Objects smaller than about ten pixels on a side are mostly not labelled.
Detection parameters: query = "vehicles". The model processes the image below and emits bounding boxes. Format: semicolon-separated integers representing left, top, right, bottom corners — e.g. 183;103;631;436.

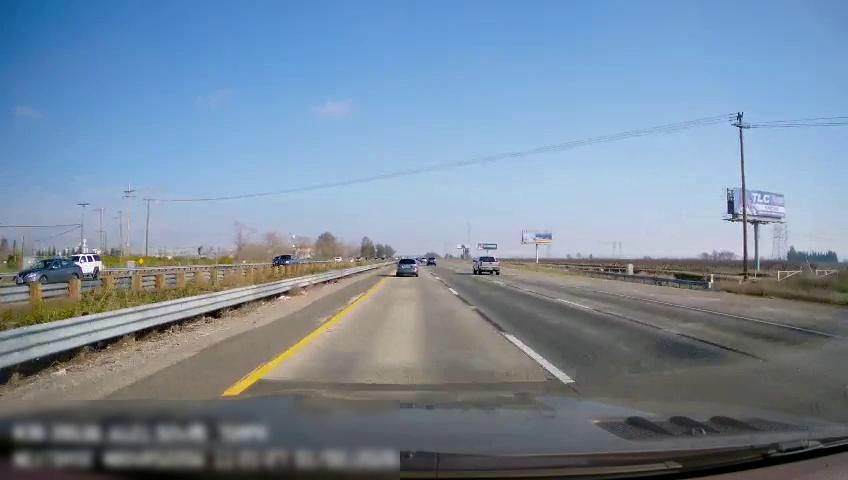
332;256;343;264
274;254;300;268
472;256;500;275
14;257;85;287
425;256;438;267
69;253;104;281
396;258;419;277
